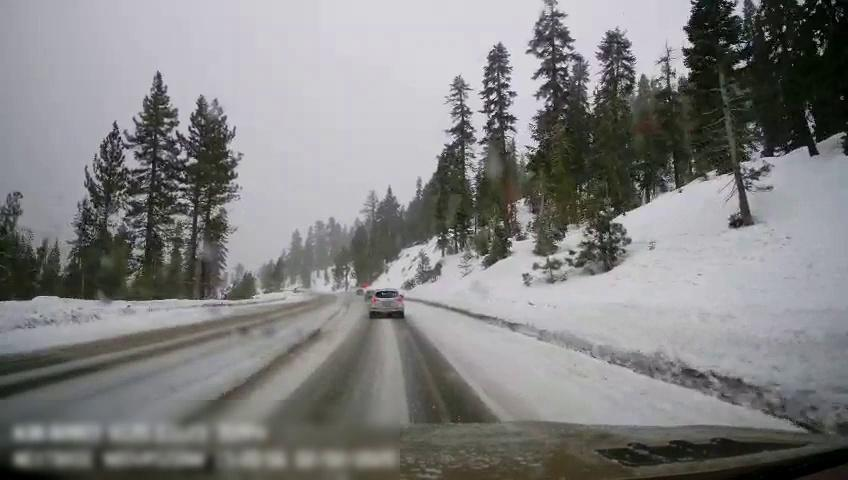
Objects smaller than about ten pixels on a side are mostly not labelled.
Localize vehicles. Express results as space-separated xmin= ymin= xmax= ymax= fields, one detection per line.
xmin=355 ymin=288 xmax=365 ymax=297
xmin=364 ymin=289 xmax=374 ymax=300
xmin=368 ymin=287 xmax=406 ymax=319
